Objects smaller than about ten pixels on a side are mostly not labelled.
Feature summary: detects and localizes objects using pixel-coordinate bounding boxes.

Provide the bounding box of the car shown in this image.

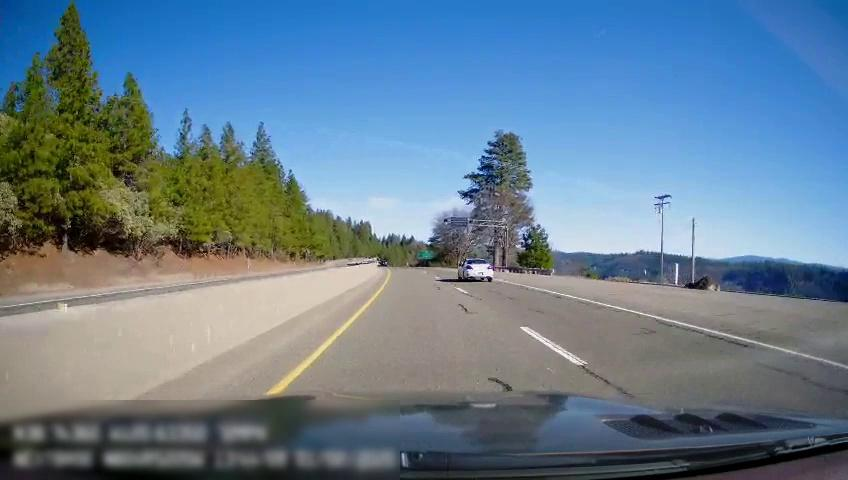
[458,257,494,283]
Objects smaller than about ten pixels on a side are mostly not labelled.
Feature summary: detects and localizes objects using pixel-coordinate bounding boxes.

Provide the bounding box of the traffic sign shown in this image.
[416,251,434,260]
